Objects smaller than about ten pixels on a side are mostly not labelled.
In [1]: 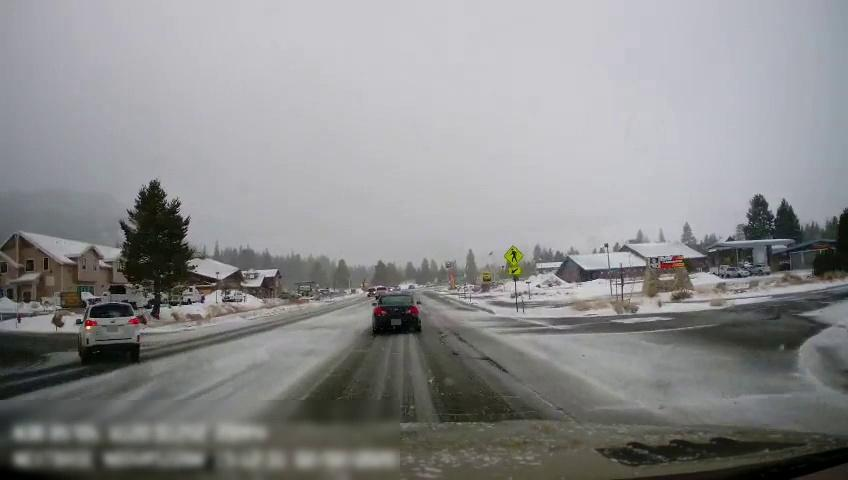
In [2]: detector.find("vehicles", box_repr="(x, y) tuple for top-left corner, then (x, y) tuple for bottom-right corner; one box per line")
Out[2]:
(75, 303), (140, 362)
(149, 292), (170, 304)
(371, 293), (422, 335)
(375, 286), (390, 300)
(367, 288), (377, 297)
(222, 290), (243, 303)
(106, 285), (152, 310)
(169, 286), (205, 307)
(725, 267), (750, 278)
(80, 292), (101, 306)
(747, 264), (771, 275)
(41, 292), (86, 309)
(278, 291), (297, 299)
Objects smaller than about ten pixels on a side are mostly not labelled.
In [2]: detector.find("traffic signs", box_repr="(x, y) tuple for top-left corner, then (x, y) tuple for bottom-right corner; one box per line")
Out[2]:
(508, 267), (522, 276)
(504, 245), (524, 266)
